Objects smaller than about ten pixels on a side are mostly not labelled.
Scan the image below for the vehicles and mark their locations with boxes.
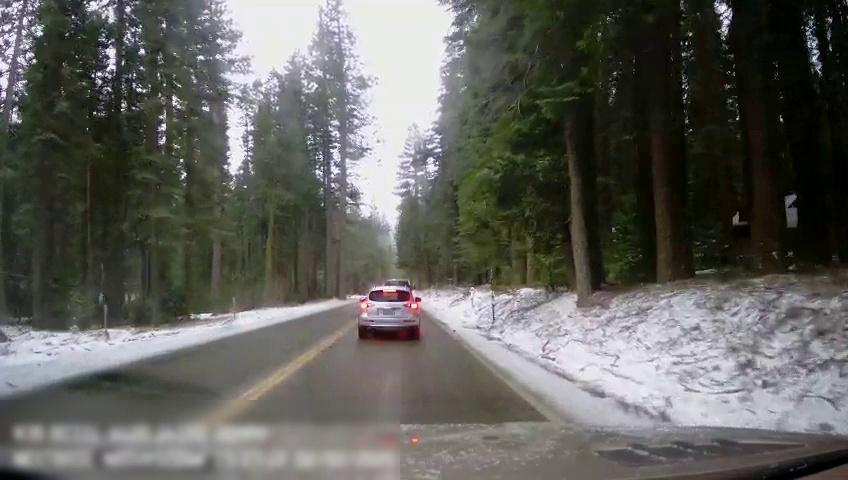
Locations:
[358,285,422,339]
[383,279,416,294]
